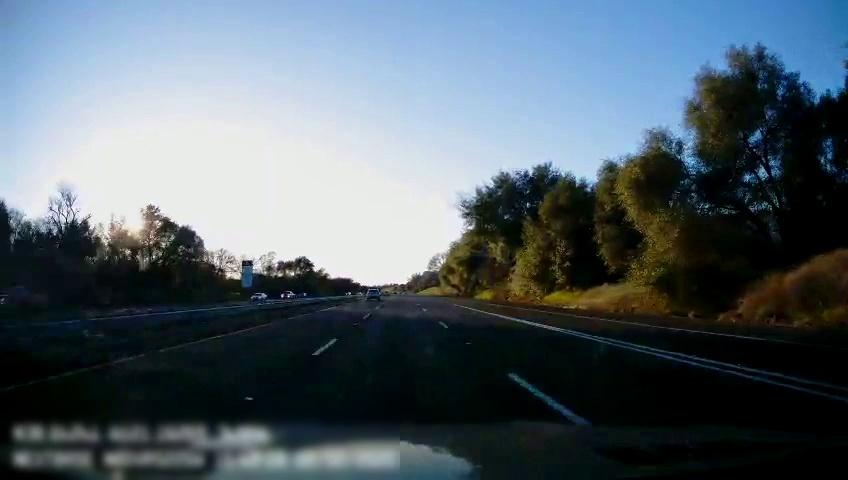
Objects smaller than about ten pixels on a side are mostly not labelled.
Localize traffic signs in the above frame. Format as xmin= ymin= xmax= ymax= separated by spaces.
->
xmin=240 ymin=259 xmax=252 ymax=288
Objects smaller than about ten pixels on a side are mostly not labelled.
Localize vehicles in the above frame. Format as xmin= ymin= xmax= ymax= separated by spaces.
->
xmin=280 ymin=290 xmax=296 ymax=300
xmin=0 ymin=286 xmax=49 ymax=315
xmin=249 ymin=292 xmax=269 ymax=304
xmin=365 ymin=287 xmax=383 ymax=301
